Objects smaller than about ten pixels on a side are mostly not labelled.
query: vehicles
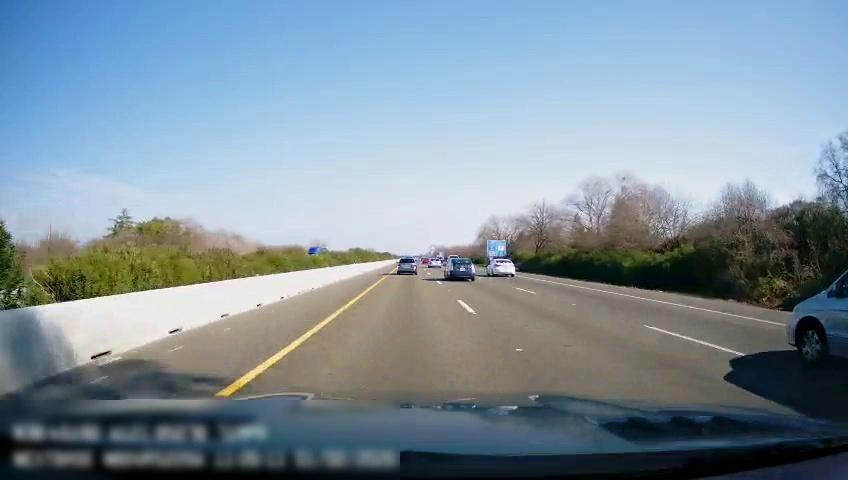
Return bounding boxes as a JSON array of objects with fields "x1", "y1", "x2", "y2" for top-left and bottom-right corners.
[
  {"x1": 395, "y1": 257, "x2": 418, "y2": 276},
  {"x1": 448, "y1": 255, "x2": 459, "y2": 261},
  {"x1": 306, "y1": 247, "x2": 328, "y2": 258},
  {"x1": 428, "y1": 257, "x2": 443, "y2": 269},
  {"x1": 786, "y1": 270, "x2": 848, "y2": 370},
  {"x1": 484, "y1": 258, "x2": 516, "y2": 278},
  {"x1": 443, "y1": 257, "x2": 475, "y2": 281}
]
